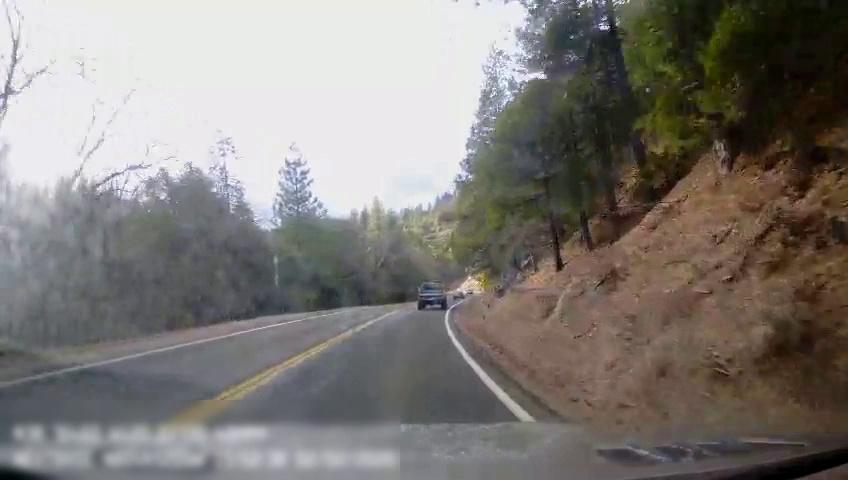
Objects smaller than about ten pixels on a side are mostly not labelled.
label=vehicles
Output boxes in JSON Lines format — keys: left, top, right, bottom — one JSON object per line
{"left": 417, "top": 282, "right": 448, "bottom": 310}
{"left": 453, "top": 289, "right": 465, "bottom": 300}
